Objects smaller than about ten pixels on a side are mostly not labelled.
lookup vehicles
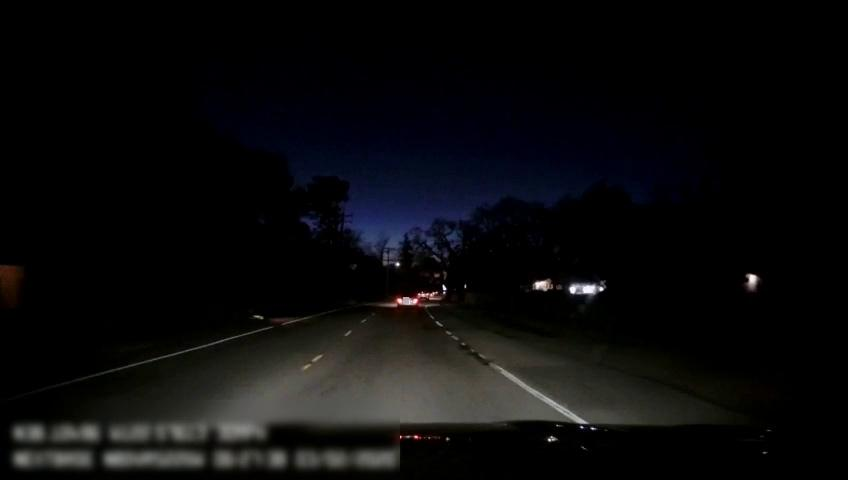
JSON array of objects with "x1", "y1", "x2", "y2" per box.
[
  {"x1": 396, "y1": 291, "x2": 419, "y2": 310},
  {"x1": 416, "y1": 291, "x2": 429, "y2": 303}
]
